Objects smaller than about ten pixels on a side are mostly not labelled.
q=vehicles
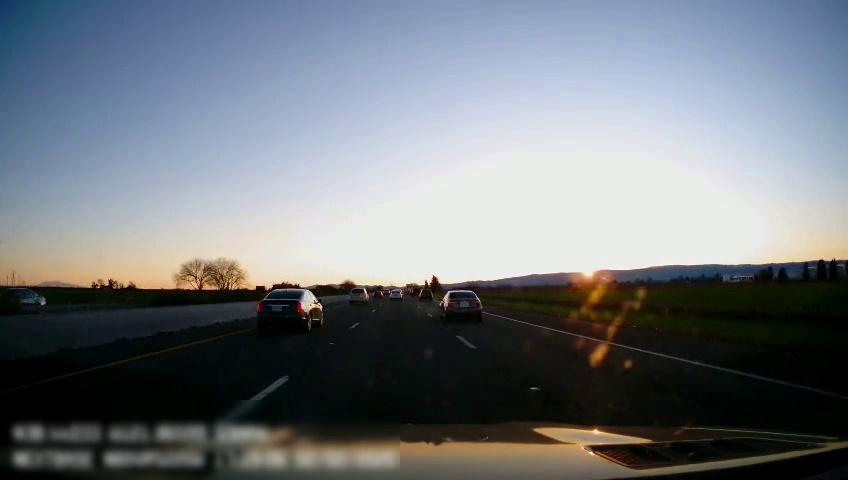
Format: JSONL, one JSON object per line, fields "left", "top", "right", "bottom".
{"left": 256, "top": 288, "right": 326, "bottom": 334}
{"left": 390, "top": 290, "right": 403, "bottom": 301}
{"left": 437, "top": 289, "right": 484, "bottom": 323}
{"left": 418, "top": 288, "right": 434, "bottom": 302}
{"left": 348, "top": 287, "right": 370, "bottom": 305}
{"left": 0, "top": 287, "right": 47, "bottom": 307}
{"left": 372, "top": 290, "right": 383, "bottom": 299}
